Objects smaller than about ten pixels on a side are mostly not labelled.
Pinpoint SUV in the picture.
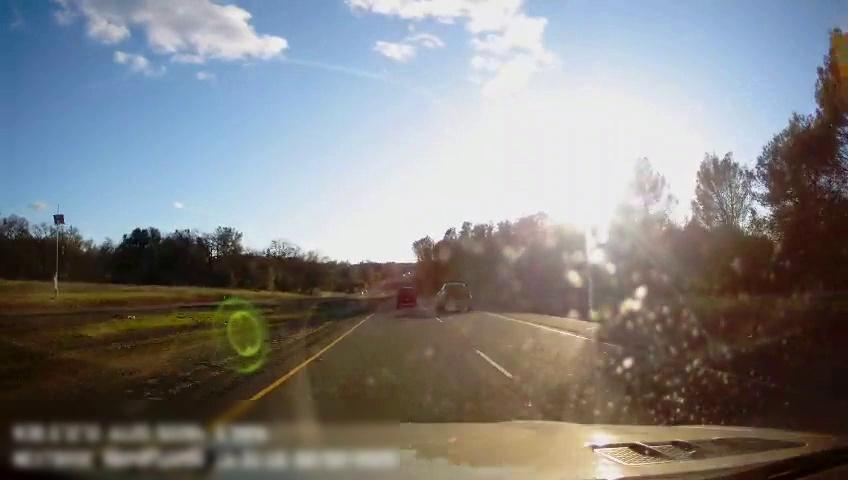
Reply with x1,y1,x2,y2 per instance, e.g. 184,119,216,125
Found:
396,287,419,308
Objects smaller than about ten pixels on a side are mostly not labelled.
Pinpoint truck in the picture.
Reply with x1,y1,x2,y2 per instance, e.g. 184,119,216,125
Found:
437,282,475,313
